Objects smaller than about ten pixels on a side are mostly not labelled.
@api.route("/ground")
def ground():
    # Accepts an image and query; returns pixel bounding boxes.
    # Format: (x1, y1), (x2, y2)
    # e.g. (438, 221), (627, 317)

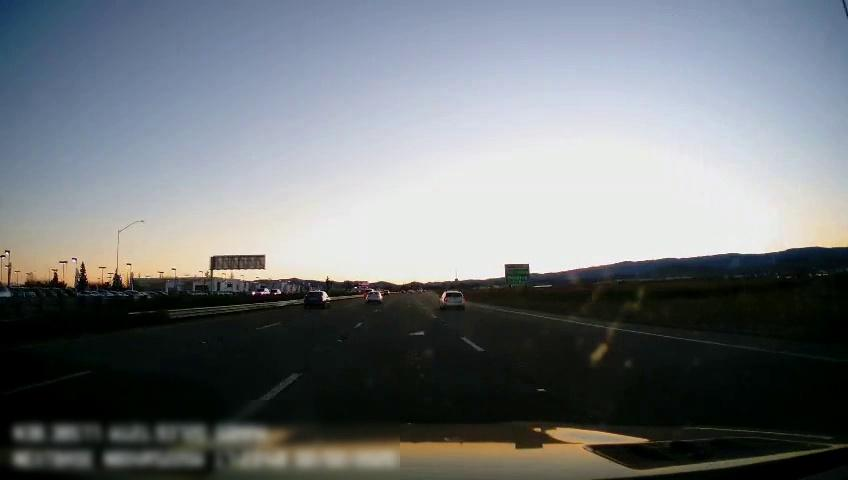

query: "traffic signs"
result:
(504, 264), (529, 284)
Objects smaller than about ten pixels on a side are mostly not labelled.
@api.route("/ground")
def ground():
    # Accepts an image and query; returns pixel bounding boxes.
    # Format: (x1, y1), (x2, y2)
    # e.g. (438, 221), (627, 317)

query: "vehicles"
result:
(252, 288), (269, 296)
(439, 291), (466, 311)
(365, 290), (383, 305)
(269, 289), (282, 295)
(303, 290), (332, 310)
